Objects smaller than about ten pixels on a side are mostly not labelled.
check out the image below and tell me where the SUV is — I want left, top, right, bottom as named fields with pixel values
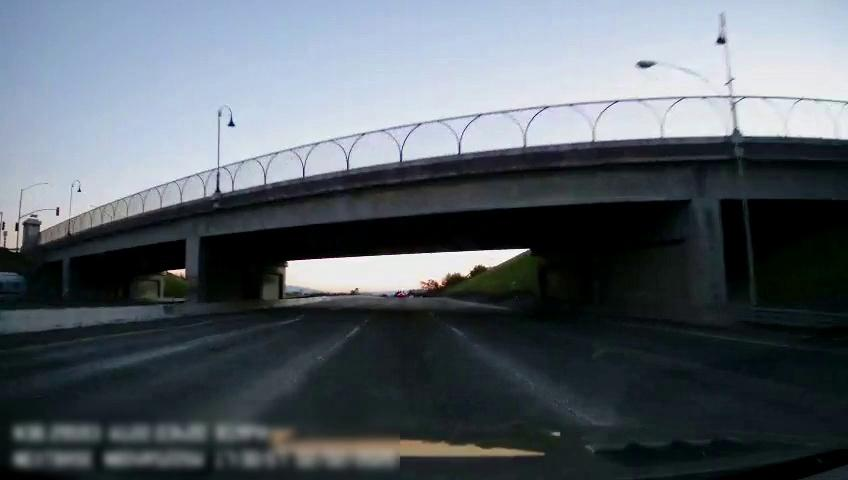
left=0, top=271, right=24, bottom=300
